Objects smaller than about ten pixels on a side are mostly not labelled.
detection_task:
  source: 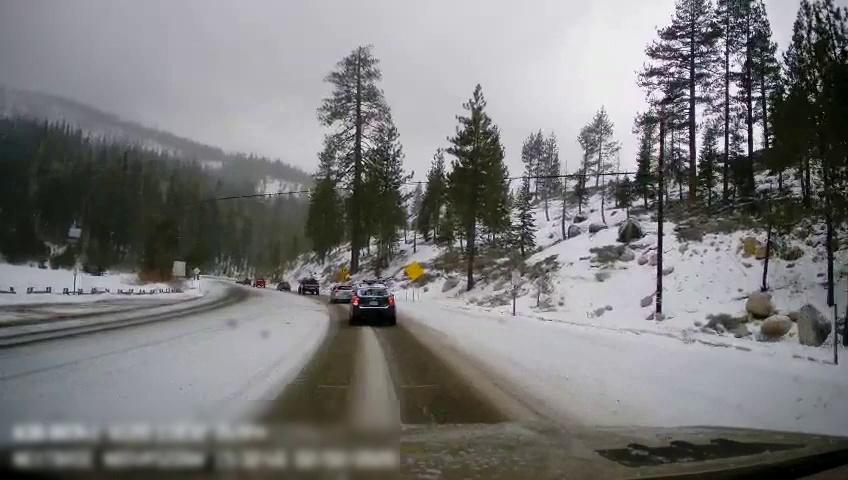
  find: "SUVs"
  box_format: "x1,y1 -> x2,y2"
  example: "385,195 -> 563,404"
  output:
349,280 -> 396,326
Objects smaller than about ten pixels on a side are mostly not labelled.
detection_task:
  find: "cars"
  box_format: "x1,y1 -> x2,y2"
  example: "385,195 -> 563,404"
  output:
330,284 -> 355,303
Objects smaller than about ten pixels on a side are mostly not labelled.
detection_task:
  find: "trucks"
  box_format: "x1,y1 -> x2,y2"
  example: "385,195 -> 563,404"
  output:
297,278 -> 319,295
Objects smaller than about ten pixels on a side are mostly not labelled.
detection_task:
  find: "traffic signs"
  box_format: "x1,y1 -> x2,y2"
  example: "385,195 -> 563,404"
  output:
172,261 -> 185,276
405,259 -> 425,282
